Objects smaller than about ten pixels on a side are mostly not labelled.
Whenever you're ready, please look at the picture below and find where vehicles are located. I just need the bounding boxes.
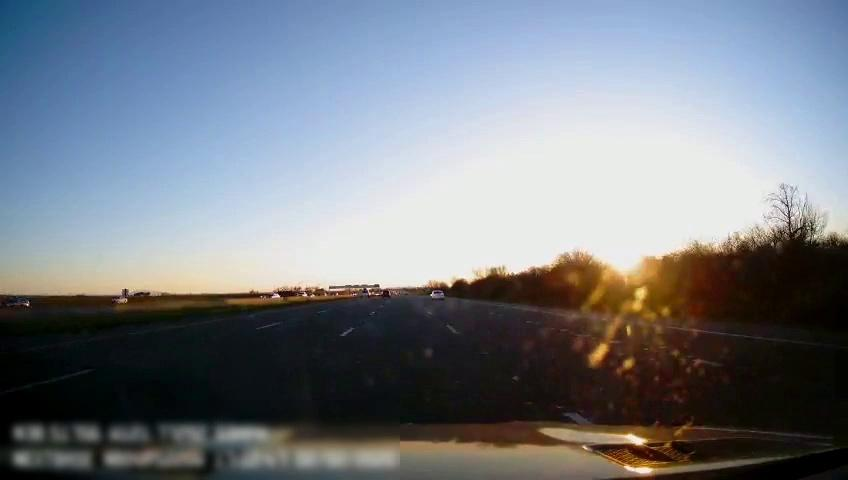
[361,287,371,298]
[296,292,308,298]
[429,290,445,300]
[0,296,32,310]
[265,293,281,300]
[110,295,128,304]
